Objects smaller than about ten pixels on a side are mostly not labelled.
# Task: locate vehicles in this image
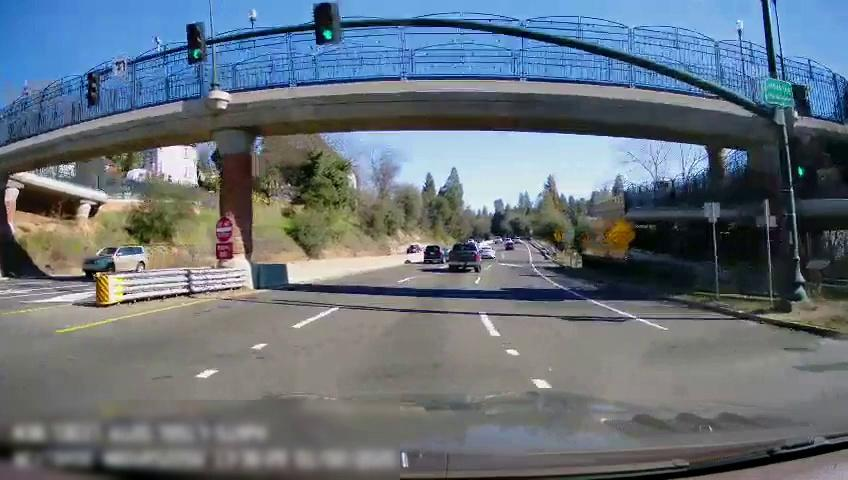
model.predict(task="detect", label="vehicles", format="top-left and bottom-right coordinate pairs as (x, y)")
top-left (447, 242), bottom-right (481, 272)
top-left (467, 240), bottom-right (481, 252)
top-left (81, 246), bottom-right (151, 281)
top-left (504, 242), bottom-right (514, 252)
top-left (480, 245), bottom-right (496, 259)
top-left (405, 244), bottom-right (422, 256)
top-left (424, 245), bottom-right (450, 264)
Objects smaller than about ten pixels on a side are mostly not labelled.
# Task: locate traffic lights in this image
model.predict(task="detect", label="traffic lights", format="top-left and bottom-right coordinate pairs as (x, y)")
top-left (84, 72), bottom-right (99, 107)
top-left (792, 156), bottom-right (808, 186)
top-left (312, 3), bottom-right (343, 45)
top-left (184, 21), bottom-right (209, 64)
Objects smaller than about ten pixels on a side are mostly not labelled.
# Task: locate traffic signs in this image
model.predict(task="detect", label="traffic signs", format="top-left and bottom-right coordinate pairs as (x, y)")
top-left (762, 79), bottom-right (795, 110)
top-left (95, 272), bottom-right (111, 305)
top-left (602, 223), bottom-right (632, 254)
top-left (111, 59), bottom-right (125, 76)
top-left (214, 216), bottom-right (234, 260)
